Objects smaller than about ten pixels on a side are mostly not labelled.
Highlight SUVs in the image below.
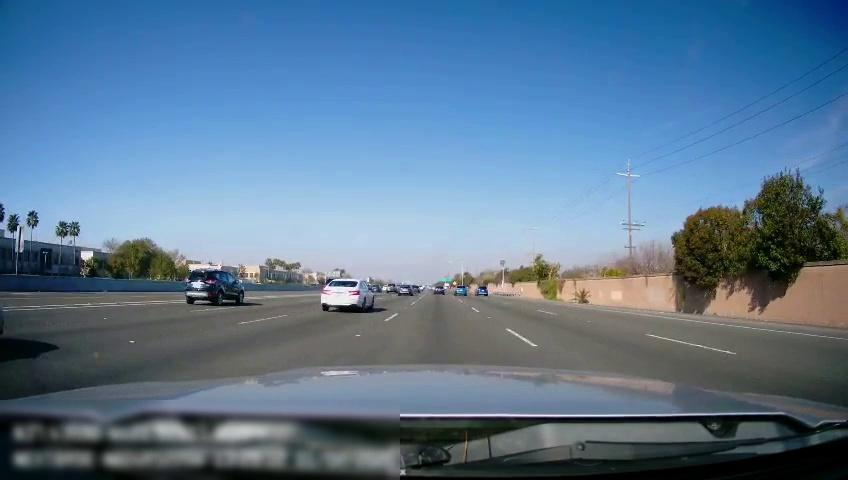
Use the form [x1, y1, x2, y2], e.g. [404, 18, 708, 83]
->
[475, 285, 489, 296]
[433, 285, 445, 295]
[386, 283, 398, 294]
[183, 269, 246, 306]
[453, 285, 468, 297]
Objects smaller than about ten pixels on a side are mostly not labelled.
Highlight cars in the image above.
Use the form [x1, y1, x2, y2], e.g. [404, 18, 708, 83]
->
[369, 284, 382, 293]
[397, 284, 414, 297]
[319, 278, 376, 313]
